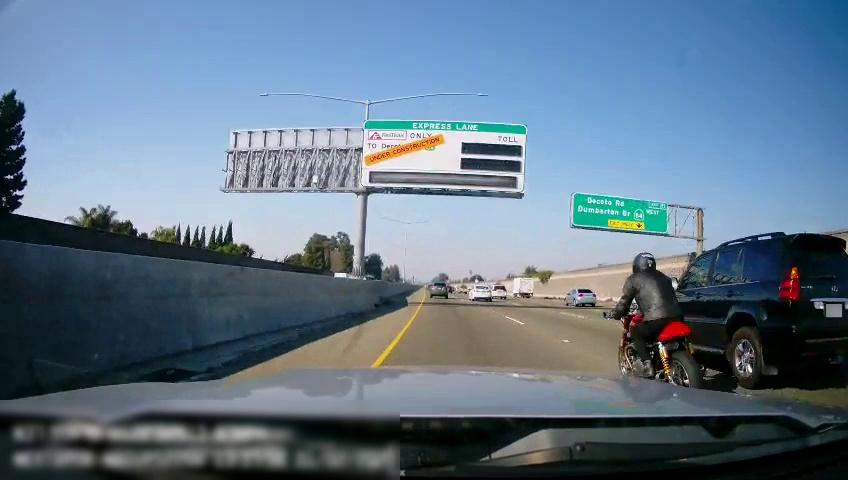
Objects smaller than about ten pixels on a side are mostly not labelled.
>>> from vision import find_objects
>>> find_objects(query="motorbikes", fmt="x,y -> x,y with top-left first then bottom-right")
603,251 -> 706,391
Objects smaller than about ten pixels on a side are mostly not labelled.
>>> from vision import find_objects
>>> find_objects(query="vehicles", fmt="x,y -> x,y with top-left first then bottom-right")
490,285 -> 508,300
456,285 -> 468,294
666,230 -> 848,391
512,277 -> 534,298
563,288 -> 597,307
429,282 -> 449,299
468,284 -> 493,302
334,272 -> 352,279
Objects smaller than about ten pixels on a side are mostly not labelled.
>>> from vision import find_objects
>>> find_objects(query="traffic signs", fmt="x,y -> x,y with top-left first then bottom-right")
571,192 -> 670,235
361,118 -> 528,193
